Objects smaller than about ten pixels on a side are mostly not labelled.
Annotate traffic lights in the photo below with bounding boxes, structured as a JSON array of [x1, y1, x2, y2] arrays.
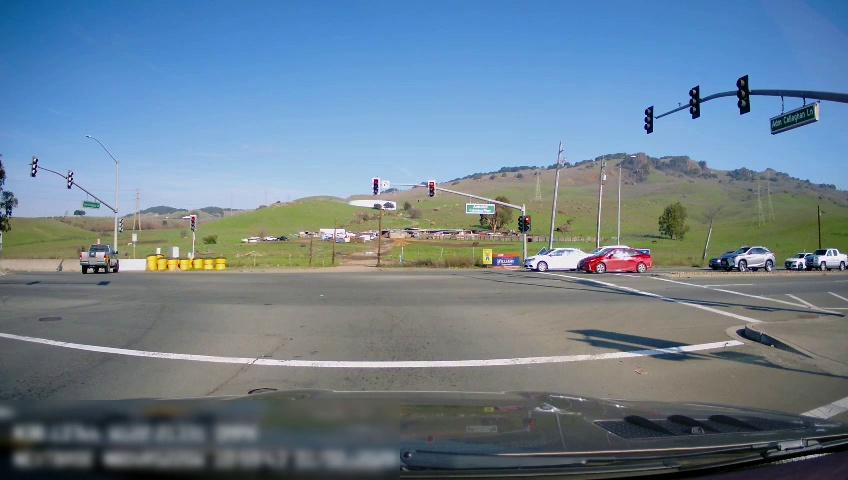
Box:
[[117, 215, 125, 233], [66, 169, 75, 190], [735, 74, 751, 115], [371, 177, 381, 196], [523, 214, 532, 232], [189, 214, 198, 232], [426, 178, 437, 197], [30, 156, 40, 178], [516, 215, 525, 232], [643, 104, 655, 135], [687, 84, 702, 120]]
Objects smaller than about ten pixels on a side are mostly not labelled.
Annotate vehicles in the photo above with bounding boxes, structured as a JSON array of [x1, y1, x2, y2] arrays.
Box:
[[523, 247, 596, 273], [590, 245, 632, 258], [721, 245, 776, 273], [805, 248, 848, 272], [577, 247, 654, 275], [784, 252, 817, 271], [79, 243, 121, 274], [708, 251, 737, 270]]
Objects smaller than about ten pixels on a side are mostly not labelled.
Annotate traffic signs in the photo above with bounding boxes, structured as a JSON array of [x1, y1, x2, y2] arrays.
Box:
[[464, 201, 497, 216], [82, 199, 101, 209], [768, 100, 821, 135]]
